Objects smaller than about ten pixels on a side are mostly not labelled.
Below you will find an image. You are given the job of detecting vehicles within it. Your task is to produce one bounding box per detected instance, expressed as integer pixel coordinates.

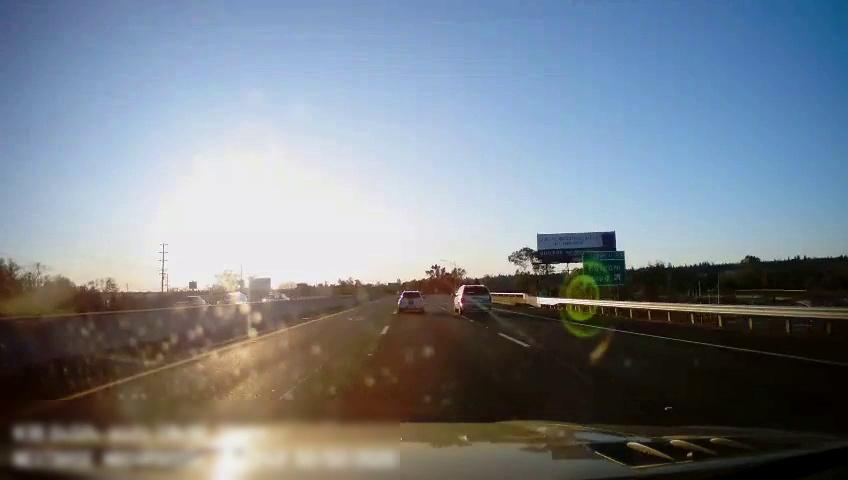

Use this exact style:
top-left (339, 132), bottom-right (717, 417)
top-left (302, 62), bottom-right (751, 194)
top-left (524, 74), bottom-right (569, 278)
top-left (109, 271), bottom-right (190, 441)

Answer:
top-left (453, 284), bottom-right (493, 318)
top-left (262, 293), bottom-right (290, 303)
top-left (215, 291), bottom-right (249, 305)
top-left (174, 295), bottom-right (206, 308)
top-left (398, 290), bottom-right (425, 314)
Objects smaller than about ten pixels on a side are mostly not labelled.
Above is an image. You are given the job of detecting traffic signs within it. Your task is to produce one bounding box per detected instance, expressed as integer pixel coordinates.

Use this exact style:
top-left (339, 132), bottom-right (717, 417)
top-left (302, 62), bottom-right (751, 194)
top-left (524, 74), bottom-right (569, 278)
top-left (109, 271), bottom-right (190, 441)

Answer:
top-left (581, 250), bottom-right (626, 287)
